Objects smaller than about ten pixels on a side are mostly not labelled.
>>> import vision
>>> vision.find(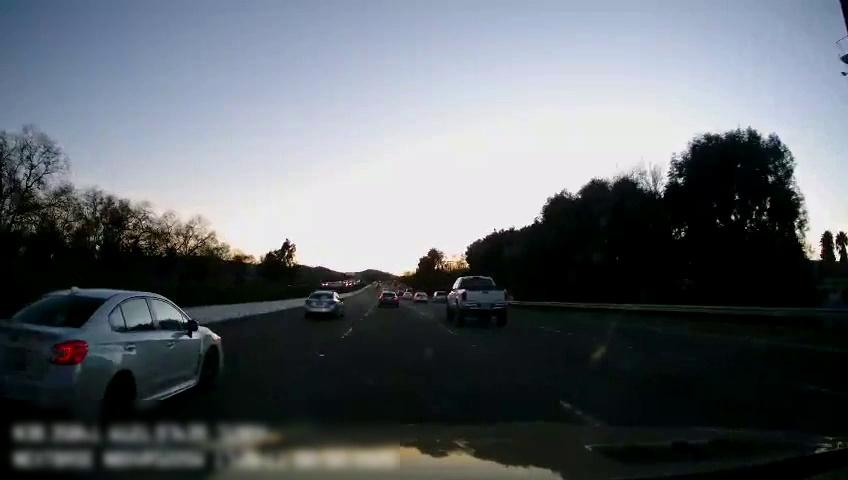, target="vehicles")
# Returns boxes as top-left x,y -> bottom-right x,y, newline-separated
446,276 -> 509,328
377,291 -> 399,308
432,291 -> 447,303
304,291 -> 345,320
0,288 -> 224,440
413,292 -> 428,304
